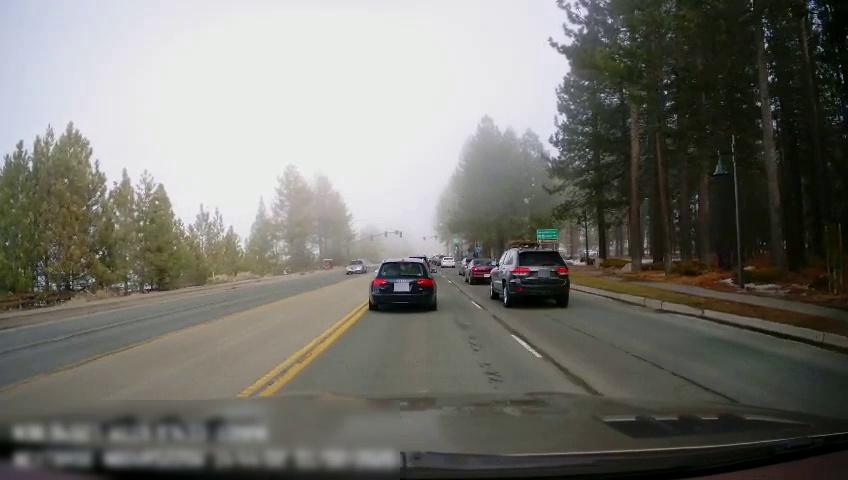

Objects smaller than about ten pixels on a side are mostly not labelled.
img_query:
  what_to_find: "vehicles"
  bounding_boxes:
[344,260,368,277]
[464,258,498,286]
[457,258,472,276]
[441,255,456,268]
[490,247,571,308]
[368,258,438,314]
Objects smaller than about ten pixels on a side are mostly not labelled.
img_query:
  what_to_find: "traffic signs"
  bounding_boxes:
[537,228,560,242]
